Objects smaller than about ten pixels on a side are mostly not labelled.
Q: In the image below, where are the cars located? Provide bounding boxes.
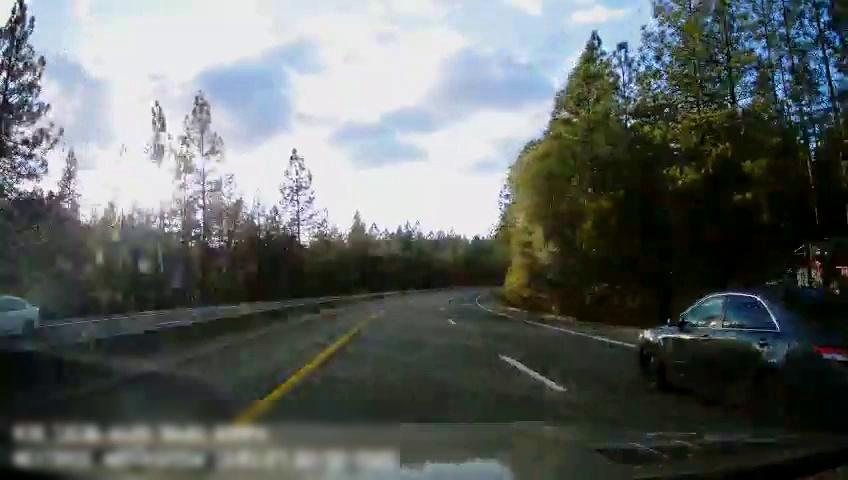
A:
[0,294,41,338]
[634,283,848,439]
